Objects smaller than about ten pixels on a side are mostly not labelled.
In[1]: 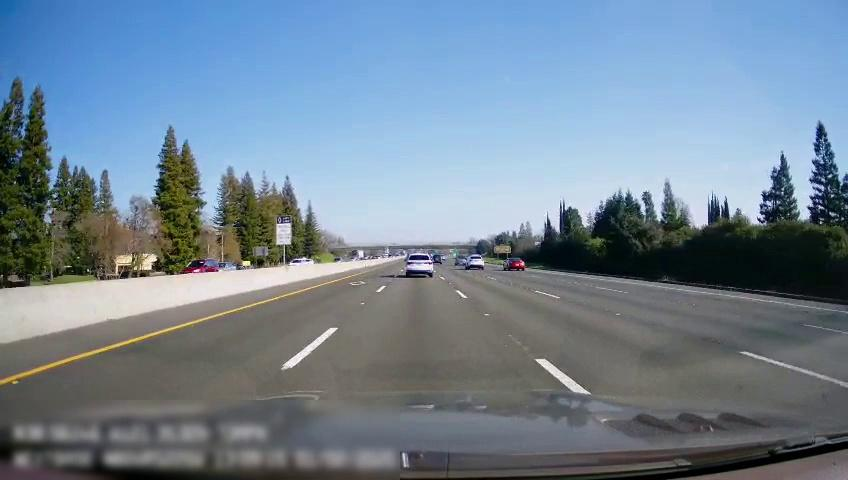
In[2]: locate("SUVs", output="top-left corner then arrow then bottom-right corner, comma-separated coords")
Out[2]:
405,252 -> 435,278
432,254 -> 444,265
287,258 -> 314,266
464,254 -> 486,270
454,255 -> 467,267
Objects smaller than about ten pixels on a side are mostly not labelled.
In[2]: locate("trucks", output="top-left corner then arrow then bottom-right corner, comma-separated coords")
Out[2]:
219,261 -> 237,272
351,249 -> 365,260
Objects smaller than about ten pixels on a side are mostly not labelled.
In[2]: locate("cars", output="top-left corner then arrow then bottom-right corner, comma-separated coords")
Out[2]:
503,257 -> 526,271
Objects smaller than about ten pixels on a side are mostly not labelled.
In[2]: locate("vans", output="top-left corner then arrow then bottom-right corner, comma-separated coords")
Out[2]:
180,259 -> 220,274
